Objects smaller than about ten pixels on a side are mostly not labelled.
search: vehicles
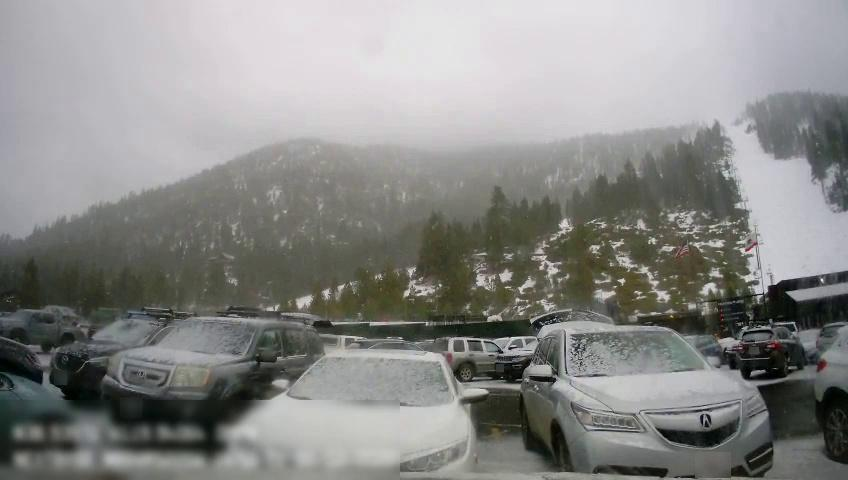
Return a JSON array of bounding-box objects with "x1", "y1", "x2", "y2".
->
[
  {"x1": 0, "y1": 308, "x2": 90, "y2": 354},
  {"x1": 495, "y1": 336, "x2": 537, "y2": 352},
  {"x1": 431, "y1": 337, "x2": 507, "y2": 382},
  {"x1": 49, "y1": 318, "x2": 170, "y2": 403},
  {"x1": 772, "y1": 321, "x2": 800, "y2": 333},
  {"x1": 798, "y1": 328, "x2": 820, "y2": 363},
  {"x1": 344, "y1": 338, "x2": 427, "y2": 351},
  {"x1": 814, "y1": 332, "x2": 848, "y2": 465},
  {"x1": 0, "y1": 372, "x2": 77, "y2": 467},
  {"x1": 816, "y1": 322, "x2": 846, "y2": 354},
  {"x1": 679, "y1": 335, "x2": 726, "y2": 358},
  {"x1": 0, "y1": 336, "x2": 45, "y2": 384},
  {"x1": 97, "y1": 315, "x2": 322, "y2": 458},
  {"x1": 214, "y1": 348, "x2": 491, "y2": 473},
  {"x1": 735, "y1": 326, "x2": 804, "y2": 377},
  {"x1": 494, "y1": 342, "x2": 535, "y2": 381},
  {"x1": 318, "y1": 334, "x2": 368, "y2": 349},
  {"x1": 520, "y1": 321, "x2": 776, "y2": 479}
]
